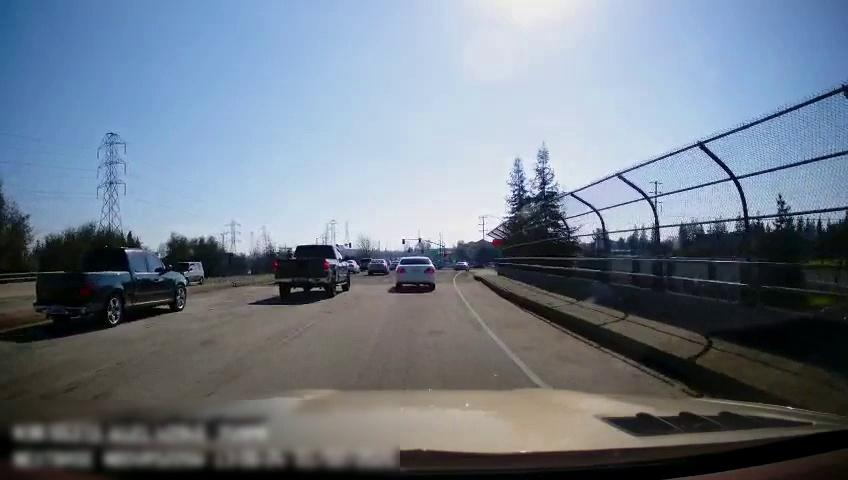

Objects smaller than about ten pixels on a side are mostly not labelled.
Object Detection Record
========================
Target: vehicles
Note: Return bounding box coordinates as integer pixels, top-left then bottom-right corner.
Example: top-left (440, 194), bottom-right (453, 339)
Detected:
top-left (395, 255), bottom-right (436, 291)
top-left (272, 244), bottom-right (352, 301)
top-left (367, 258), bottom-right (389, 275)
top-left (455, 261), bottom-right (469, 271)
top-left (169, 261), bottom-right (205, 286)
top-left (359, 258), bottom-right (372, 272)
top-left (34, 247), bottom-right (187, 330)
top-left (347, 260), bottom-right (360, 273)
top-left (389, 261), bottom-right (398, 271)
